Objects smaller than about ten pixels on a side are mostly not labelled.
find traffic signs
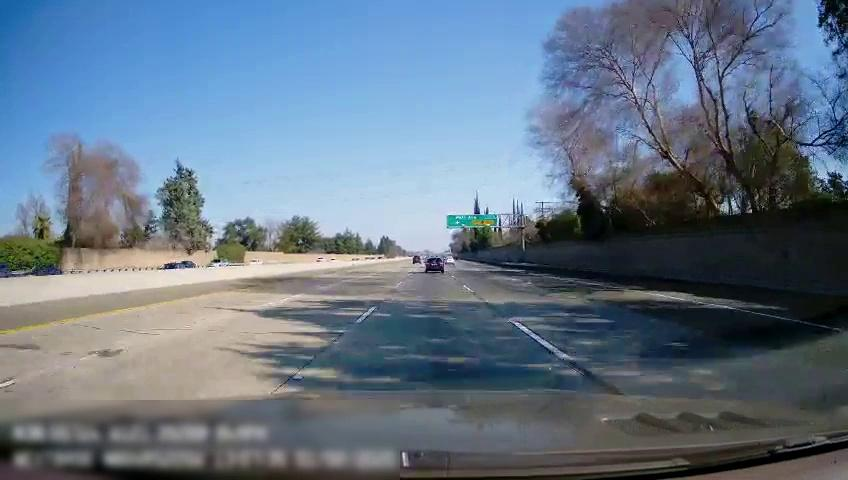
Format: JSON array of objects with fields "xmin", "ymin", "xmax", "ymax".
[{"xmin": 447, "ymin": 214, "xmax": 498, "ymax": 227}]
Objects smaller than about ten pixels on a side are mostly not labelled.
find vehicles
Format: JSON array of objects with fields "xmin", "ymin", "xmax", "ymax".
[
  {"xmin": 181, "ymin": 260, "xmax": 197, "ymax": 269},
  {"xmin": 412, "ymin": 255, "xmax": 422, "ymax": 265},
  {"xmin": 424, "ymin": 256, "xmax": 445, "ymax": 273},
  {"xmin": 158, "ymin": 262, "xmax": 186, "ymax": 270},
  {"xmin": 24, "ymin": 266, "xmax": 64, "ymax": 277},
  {"xmin": 206, "ymin": 259, "xmax": 230, "ymax": 268}
]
